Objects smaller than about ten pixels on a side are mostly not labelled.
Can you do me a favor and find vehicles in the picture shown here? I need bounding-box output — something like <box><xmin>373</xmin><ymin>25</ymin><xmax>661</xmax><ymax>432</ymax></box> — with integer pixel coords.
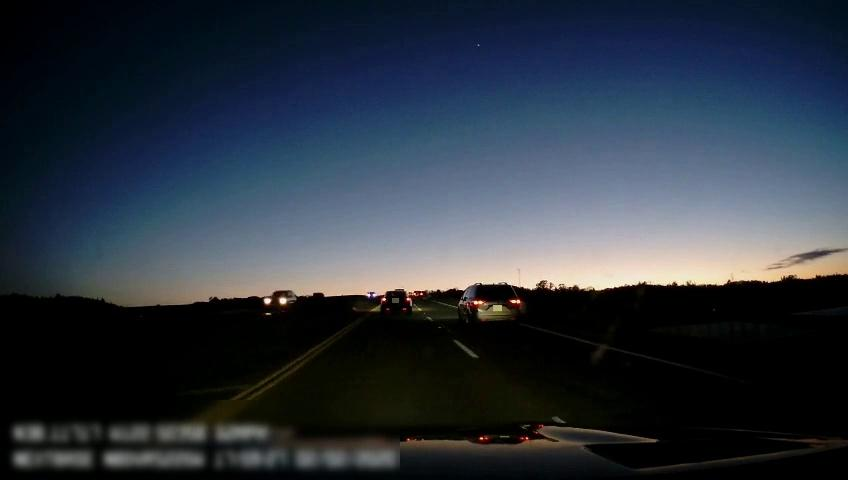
<box><xmin>262</xmin><ymin>290</ymin><xmax>296</xmax><ymax>309</ymax></box>
<box><xmin>414</xmin><ymin>290</ymin><xmax>425</xmax><ymax>300</ymax></box>
<box><xmin>381</xmin><ymin>291</ymin><xmax>412</xmax><ymax>314</ymax></box>
<box><xmin>456</xmin><ymin>283</ymin><xmax>522</xmax><ymax>327</ymax></box>
<box><xmin>366</xmin><ymin>292</ymin><xmax>377</xmax><ymax>301</ymax></box>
